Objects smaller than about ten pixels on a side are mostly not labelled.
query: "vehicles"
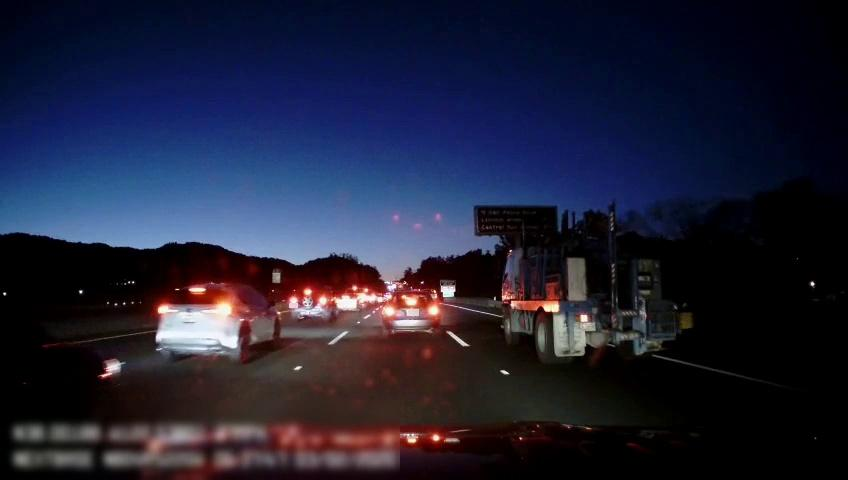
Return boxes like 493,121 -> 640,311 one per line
154,282 -> 282,365
0,310 -> 121,440
290,290 -> 321,319
382,289 -> 441,337
493,236 -> 678,369
367,289 -> 386,304
335,288 -> 366,313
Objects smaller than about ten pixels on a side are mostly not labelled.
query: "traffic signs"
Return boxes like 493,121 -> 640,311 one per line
441,285 -> 456,291
440,279 -> 456,286
443,291 -> 454,297
474,205 -> 558,235
272,271 -> 282,284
